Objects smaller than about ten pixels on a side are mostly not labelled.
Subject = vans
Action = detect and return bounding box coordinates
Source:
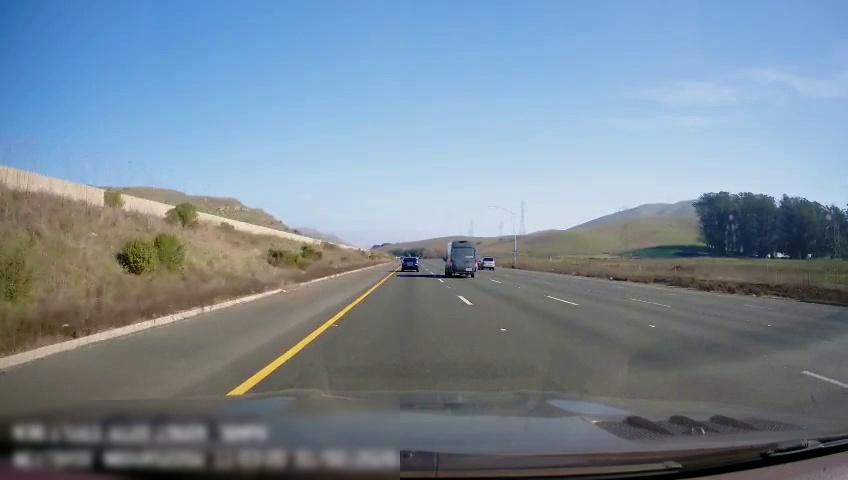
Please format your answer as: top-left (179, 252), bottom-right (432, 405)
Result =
top-left (442, 239), bottom-right (476, 279)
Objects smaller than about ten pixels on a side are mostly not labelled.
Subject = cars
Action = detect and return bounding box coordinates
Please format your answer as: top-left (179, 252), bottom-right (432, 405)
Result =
top-left (477, 256), bottom-right (496, 271)
top-left (401, 256), bottom-right (419, 273)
